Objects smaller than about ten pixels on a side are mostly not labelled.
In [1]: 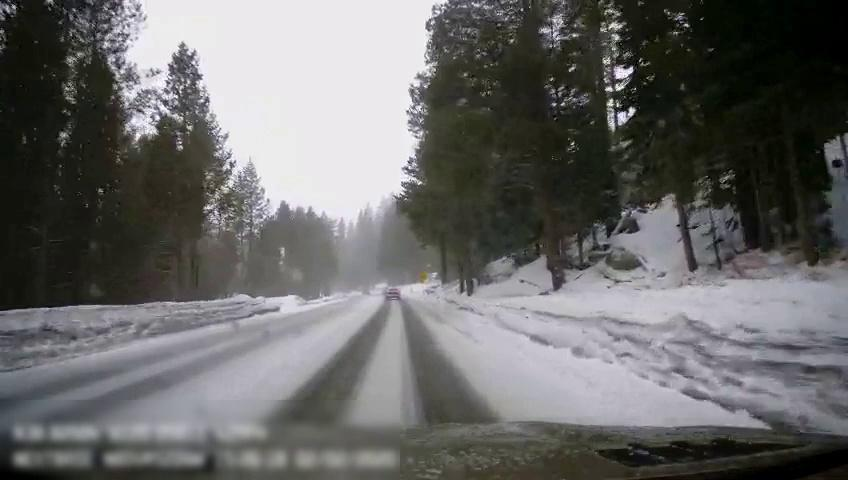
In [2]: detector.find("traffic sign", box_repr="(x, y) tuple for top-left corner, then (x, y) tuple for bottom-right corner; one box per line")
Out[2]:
(418, 271), (429, 283)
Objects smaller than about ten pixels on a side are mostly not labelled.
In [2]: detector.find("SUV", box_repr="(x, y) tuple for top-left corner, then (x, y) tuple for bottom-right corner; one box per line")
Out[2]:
(385, 287), (401, 301)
